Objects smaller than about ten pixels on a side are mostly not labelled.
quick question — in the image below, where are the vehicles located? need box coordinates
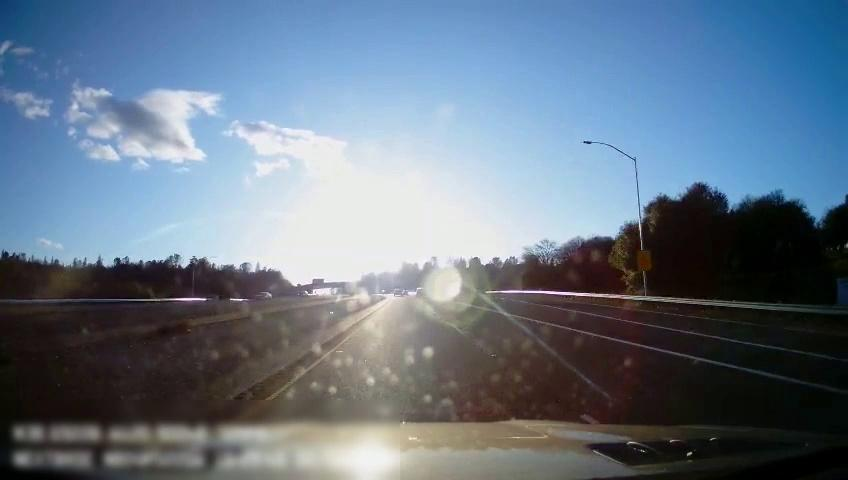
[415,287,427,298]
[297,290,309,297]
[206,292,230,305]
[256,291,273,301]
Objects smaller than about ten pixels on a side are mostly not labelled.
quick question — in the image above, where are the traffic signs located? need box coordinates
[836,276,848,304]
[636,251,653,272]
